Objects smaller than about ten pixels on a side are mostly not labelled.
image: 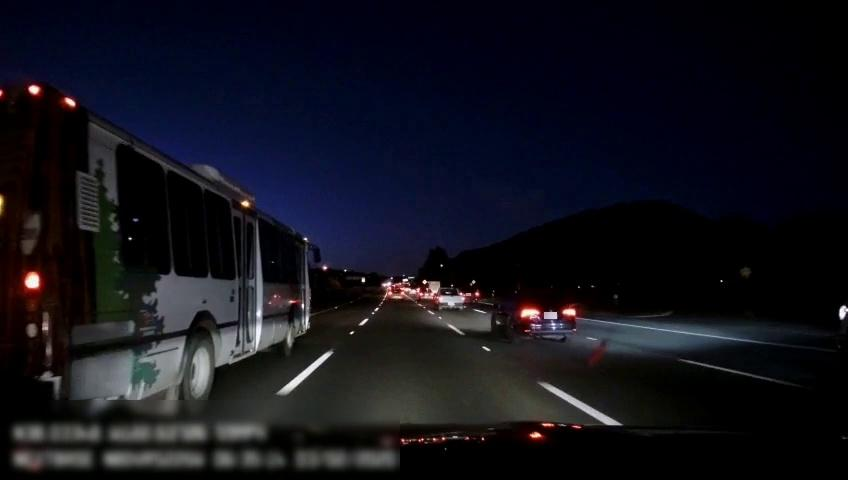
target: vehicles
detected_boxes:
[388,284,405,299]
[489,290,576,341]
[433,289,463,312]
[415,289,434,303]
[0,82,321,442]
[456,284,482,303]
[836,298,848,351]
[426,281,441,295]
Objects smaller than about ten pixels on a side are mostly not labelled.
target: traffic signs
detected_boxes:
[738,265,752,279]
